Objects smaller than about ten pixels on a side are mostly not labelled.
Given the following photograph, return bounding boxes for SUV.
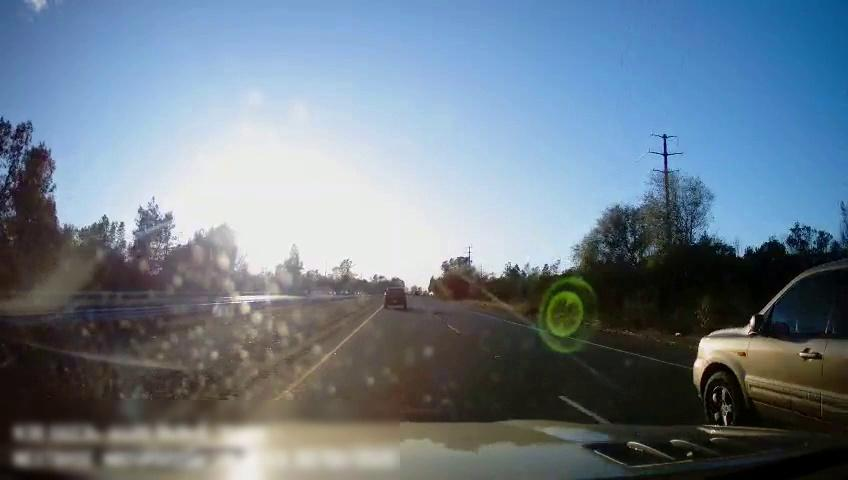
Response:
[693,258,848,434]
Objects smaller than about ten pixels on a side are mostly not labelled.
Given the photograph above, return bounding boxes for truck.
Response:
[384,287,407,309]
